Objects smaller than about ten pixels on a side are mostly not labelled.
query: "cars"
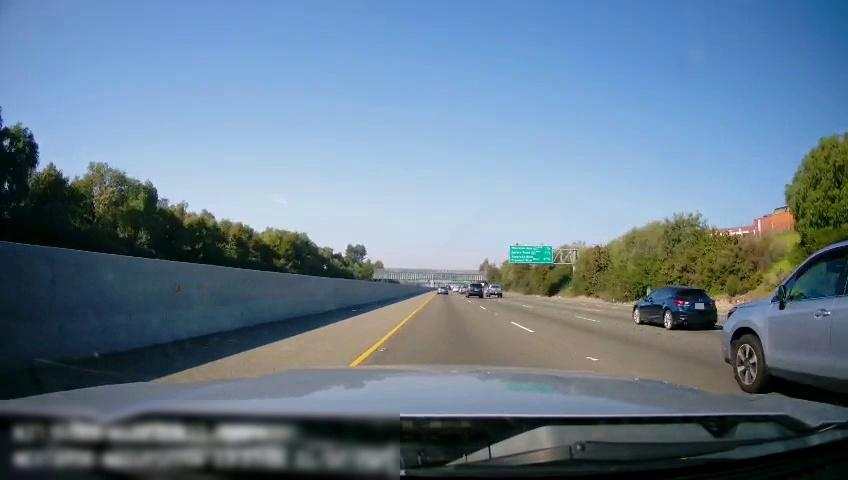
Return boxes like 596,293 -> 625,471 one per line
632,287 -> 719,330
437,286 -> 449,295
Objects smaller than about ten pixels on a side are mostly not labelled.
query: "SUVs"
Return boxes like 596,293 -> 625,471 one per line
465,284 -> 483,299
718,240 -> 848,408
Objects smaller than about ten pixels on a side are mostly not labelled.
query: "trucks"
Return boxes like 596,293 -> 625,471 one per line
486,284 -> 503,298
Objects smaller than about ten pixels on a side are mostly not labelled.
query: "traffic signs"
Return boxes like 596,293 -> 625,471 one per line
509,244 -> 553,264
